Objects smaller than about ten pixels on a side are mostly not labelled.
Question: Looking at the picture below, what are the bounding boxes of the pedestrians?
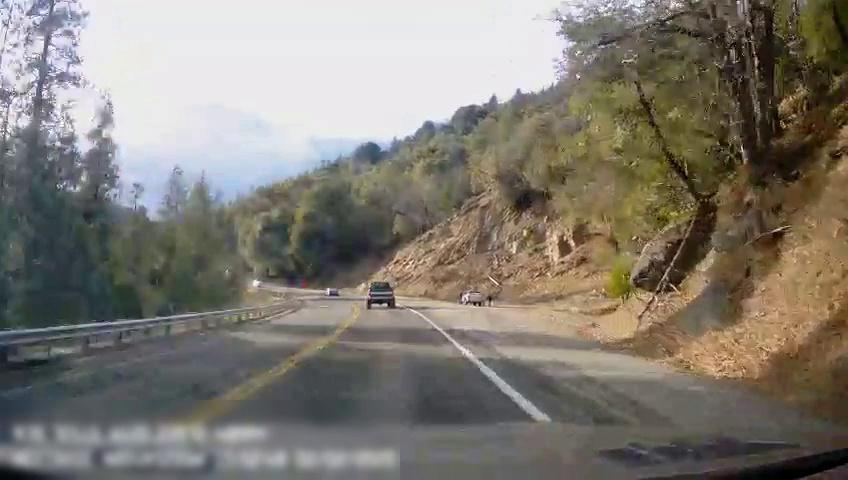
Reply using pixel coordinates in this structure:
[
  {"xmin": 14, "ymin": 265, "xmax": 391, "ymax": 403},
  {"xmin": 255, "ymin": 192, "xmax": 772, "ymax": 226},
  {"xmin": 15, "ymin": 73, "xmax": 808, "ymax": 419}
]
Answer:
[
  {"xmin": 486, "ymin": 294, "xmax": 492, "ymax": 307},
  {"xmin": 459, "ymin": 291, "xmax": 462, "ymax": 304}
]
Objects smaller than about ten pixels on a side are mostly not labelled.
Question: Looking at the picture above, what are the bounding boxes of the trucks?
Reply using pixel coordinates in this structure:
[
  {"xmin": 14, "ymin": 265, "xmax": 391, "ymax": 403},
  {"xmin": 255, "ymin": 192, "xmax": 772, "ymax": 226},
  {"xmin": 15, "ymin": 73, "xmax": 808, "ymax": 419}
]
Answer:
[{"xmin": 366, "ymin": 282, "xmax": 396, "ymax": 310}]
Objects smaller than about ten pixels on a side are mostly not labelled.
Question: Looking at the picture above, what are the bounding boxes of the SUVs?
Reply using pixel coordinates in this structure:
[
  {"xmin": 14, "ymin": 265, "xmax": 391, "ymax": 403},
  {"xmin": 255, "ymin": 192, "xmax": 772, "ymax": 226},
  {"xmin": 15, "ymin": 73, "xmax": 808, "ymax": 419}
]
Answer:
[
  {"xmin": 324, "ymin": 287, "xmax": 339, "ymax": 297},
  {"xmin": 459, "ymin": 288, "xmax": 485, "ymax": 306}
]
